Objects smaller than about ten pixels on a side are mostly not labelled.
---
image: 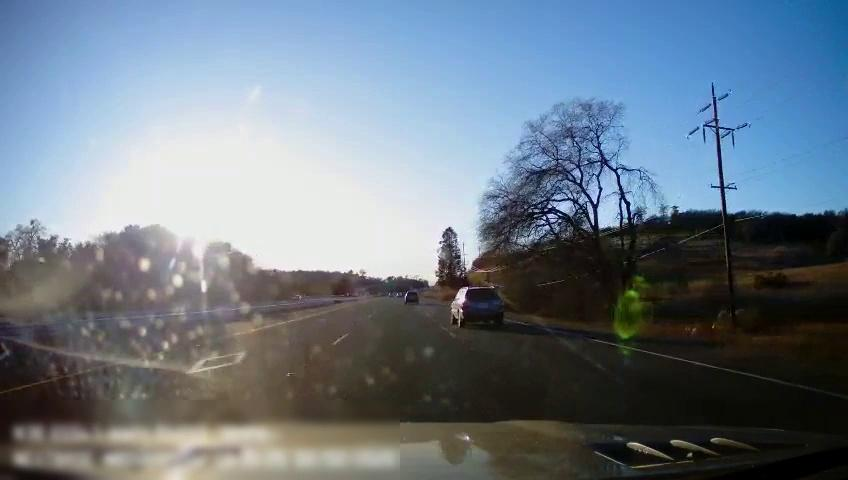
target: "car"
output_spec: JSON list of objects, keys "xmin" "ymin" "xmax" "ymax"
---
[{"xmin": 404, "ymin": 291, "xmax": 420, "ymax": 306}]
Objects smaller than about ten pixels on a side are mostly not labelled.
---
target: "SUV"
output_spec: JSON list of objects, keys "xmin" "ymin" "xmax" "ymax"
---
[{"xmin": 450, "ymin": 286, "xmax": 504, "ymax": 330}]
